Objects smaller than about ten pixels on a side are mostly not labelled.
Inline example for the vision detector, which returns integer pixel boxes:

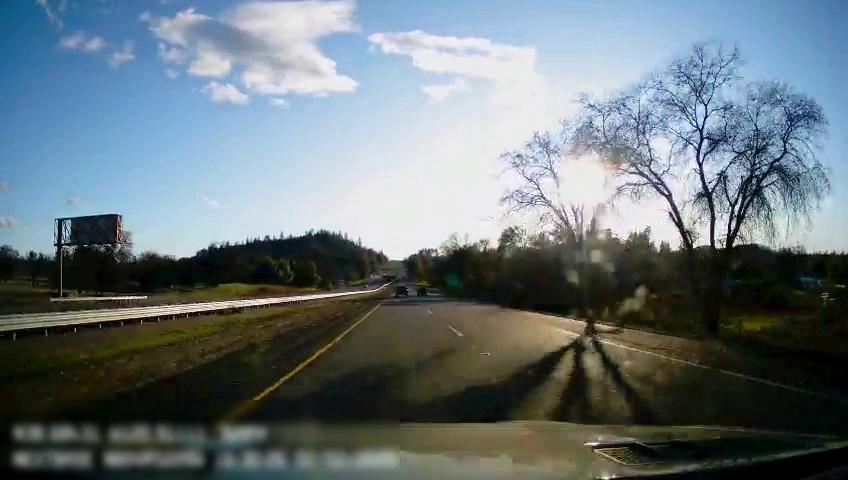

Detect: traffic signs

[445,272,461,288]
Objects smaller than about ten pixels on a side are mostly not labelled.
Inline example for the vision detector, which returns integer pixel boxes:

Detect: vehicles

[395,284,408,296]
[417,286,428,296]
